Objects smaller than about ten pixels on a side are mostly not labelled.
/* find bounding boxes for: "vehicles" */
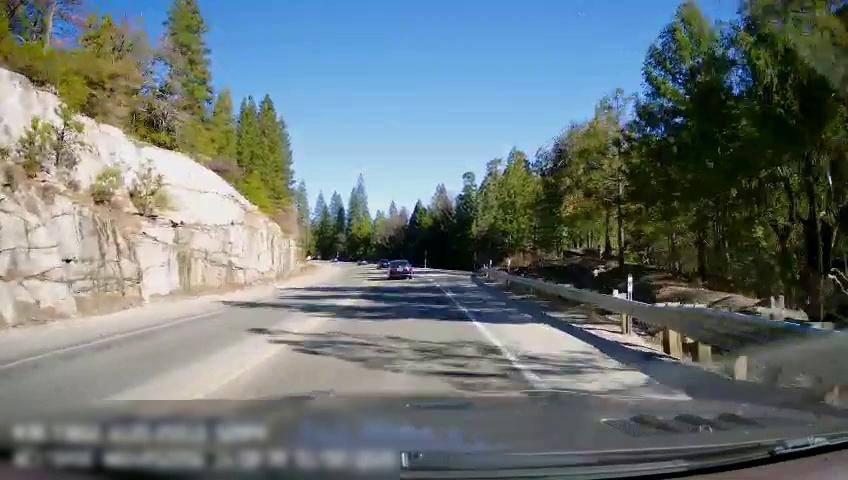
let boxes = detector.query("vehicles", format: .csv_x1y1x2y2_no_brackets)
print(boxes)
378,259,392,269
388,259,413,280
